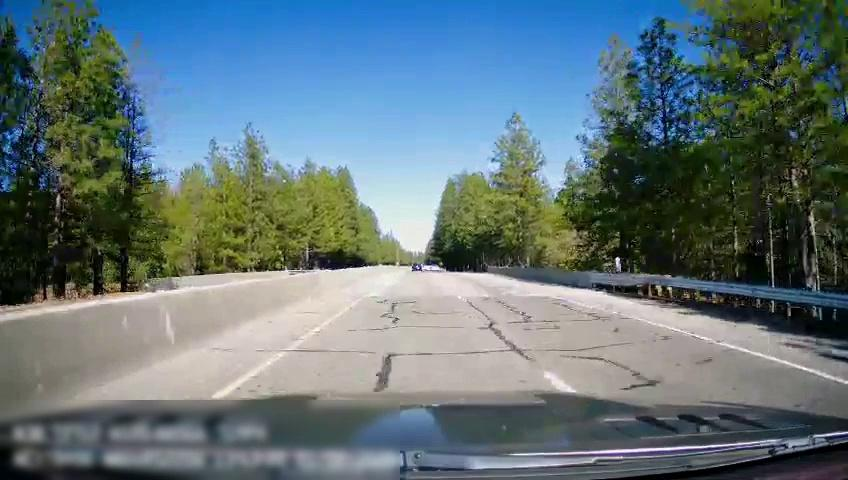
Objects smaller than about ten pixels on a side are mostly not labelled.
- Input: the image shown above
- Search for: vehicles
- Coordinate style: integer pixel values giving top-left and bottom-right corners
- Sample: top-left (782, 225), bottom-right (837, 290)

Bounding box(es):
top-left (411, 262), bottom-right (423, 272)
top-left (429, 263), bottom-right (440, 272)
